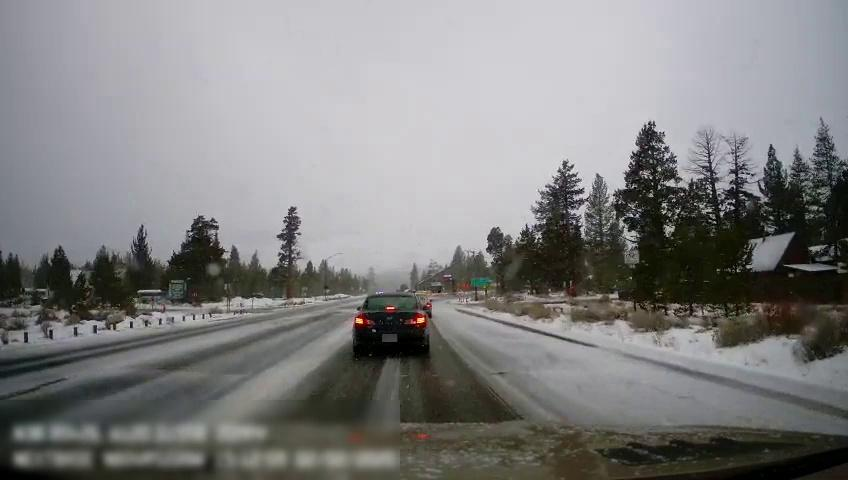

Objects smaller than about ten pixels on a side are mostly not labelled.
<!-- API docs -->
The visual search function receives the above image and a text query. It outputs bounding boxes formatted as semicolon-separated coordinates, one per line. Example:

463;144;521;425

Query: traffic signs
472;278;491;287
624;250;640;264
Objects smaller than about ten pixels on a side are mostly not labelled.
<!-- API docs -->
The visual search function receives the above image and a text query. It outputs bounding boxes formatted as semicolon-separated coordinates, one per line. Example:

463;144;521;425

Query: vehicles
352;293;430;356
403;289;416;294
414;293;433;318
